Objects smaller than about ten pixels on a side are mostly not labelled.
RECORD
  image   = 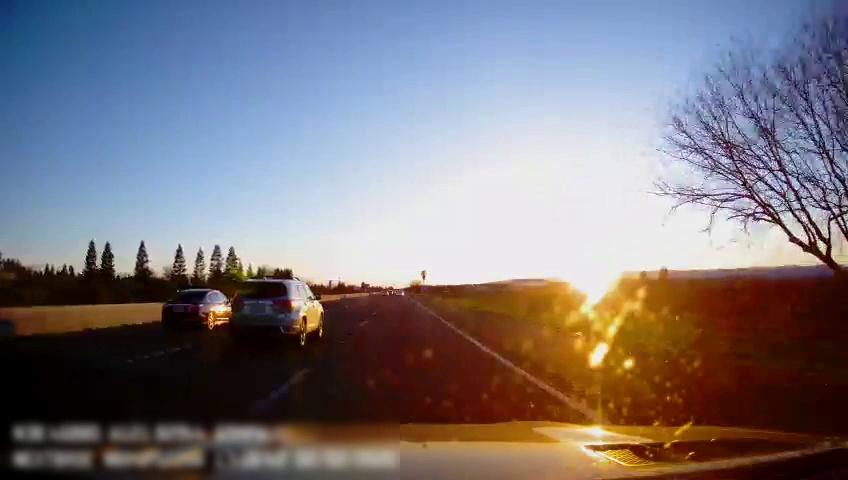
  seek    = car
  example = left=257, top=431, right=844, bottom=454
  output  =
left=162, top=288, right=231, bottom=334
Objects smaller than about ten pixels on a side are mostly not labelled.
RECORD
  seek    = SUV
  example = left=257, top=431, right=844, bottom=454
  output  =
left=229, top=278, right=323, bottom=347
